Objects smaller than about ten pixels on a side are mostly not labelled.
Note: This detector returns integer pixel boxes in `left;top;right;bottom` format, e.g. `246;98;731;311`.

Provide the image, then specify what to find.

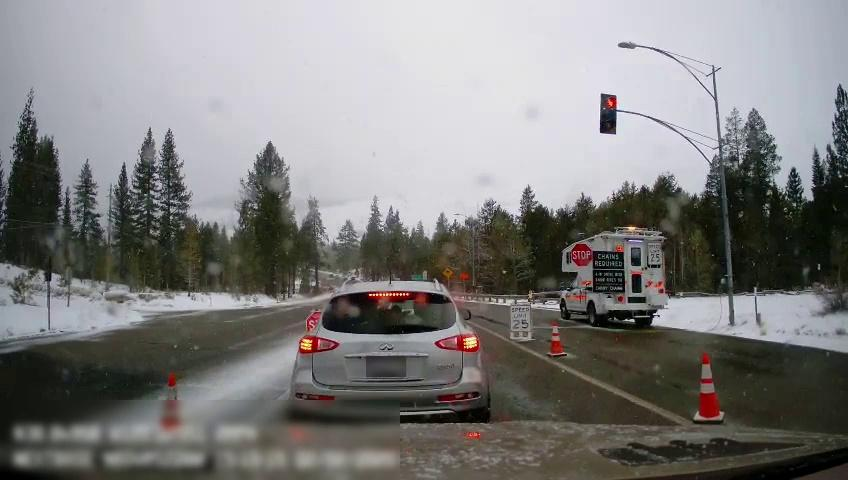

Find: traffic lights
599;93;618;136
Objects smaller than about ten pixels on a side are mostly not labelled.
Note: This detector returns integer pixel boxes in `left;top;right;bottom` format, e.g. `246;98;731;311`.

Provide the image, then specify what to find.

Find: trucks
559;228;669;326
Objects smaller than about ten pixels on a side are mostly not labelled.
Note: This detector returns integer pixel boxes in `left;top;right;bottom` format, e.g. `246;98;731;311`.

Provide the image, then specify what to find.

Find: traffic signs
570;242;593;268
458;273;469;280
442;266;454;279
509;302;533;334
592;250;625;270
411;274;424;281
592;268;625;292
306;309;322;331
647;241;665;266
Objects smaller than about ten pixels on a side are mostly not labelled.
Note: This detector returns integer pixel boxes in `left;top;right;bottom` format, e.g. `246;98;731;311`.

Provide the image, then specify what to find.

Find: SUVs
285;281;491;424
